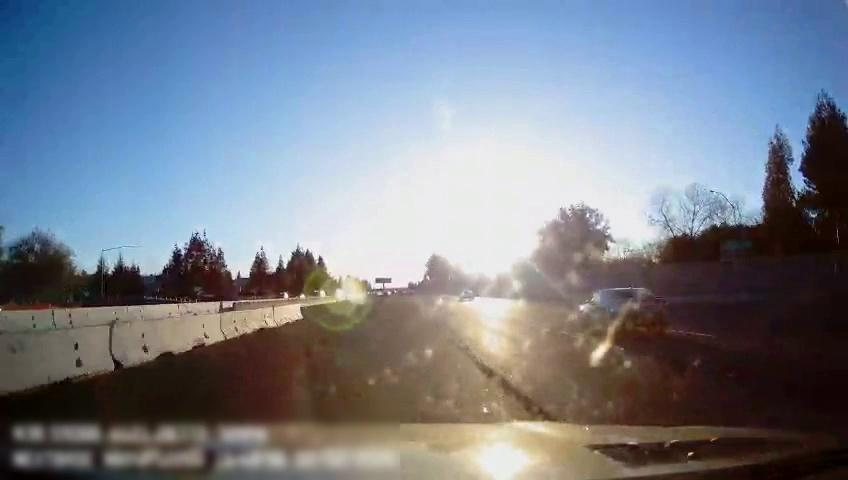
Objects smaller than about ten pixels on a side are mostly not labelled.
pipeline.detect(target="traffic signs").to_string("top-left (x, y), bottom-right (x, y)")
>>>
top-left (724, 241), bottom-right (754, 259)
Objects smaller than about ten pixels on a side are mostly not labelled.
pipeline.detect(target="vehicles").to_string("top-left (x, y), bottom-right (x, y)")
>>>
top-left (459, 290), bottom-right (474, 301)
top-left (579, 287), bottom-right (663, 334)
